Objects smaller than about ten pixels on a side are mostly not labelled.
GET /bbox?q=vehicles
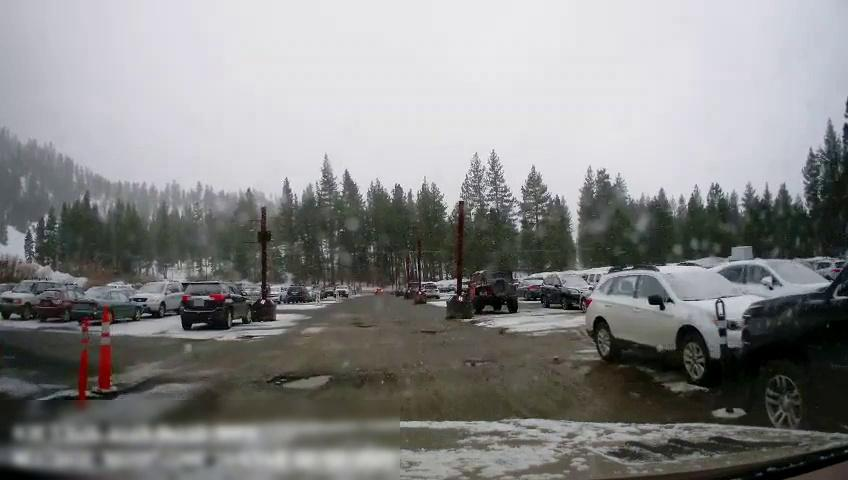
[737,259,848,431]
[129,281,182,318]
[31,284,86,324]
[583,266,765,385]
[468,269,517,315]
[286,285,311,303]
[421,283,440,299]
[70,286,145,322]
[579,272,609,289]
[540,276,593,311]
[517,278,543,301]
[0,278,88,322]
[710,258,833,298]
[271,286,282,305]
[181,281,252,332]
